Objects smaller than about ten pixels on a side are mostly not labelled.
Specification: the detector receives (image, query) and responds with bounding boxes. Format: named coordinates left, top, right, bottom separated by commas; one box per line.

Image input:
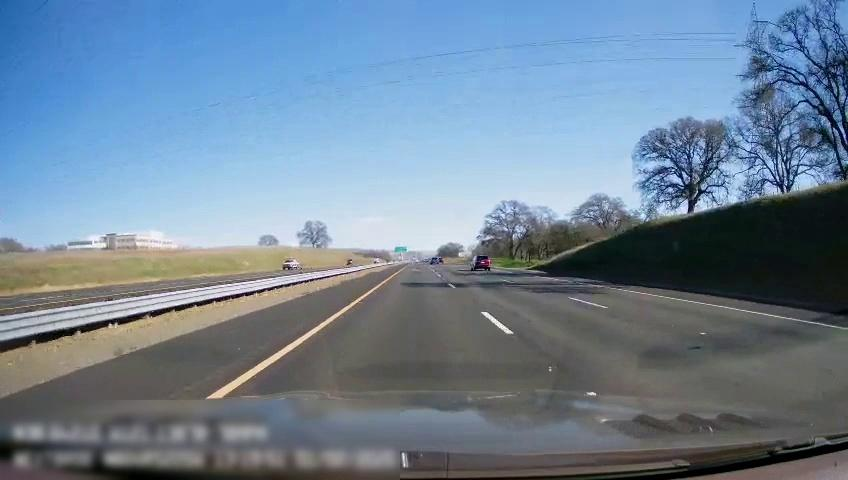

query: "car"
left=472, top=255, right=491, bottom=272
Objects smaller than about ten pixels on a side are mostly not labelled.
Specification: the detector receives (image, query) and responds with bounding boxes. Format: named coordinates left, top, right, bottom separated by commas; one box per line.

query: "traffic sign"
left=394, top=246, right=409, bottom=255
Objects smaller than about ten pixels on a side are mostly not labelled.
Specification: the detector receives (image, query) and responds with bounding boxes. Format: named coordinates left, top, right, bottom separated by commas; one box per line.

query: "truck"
left=282, top=258, right=300, bottom=271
